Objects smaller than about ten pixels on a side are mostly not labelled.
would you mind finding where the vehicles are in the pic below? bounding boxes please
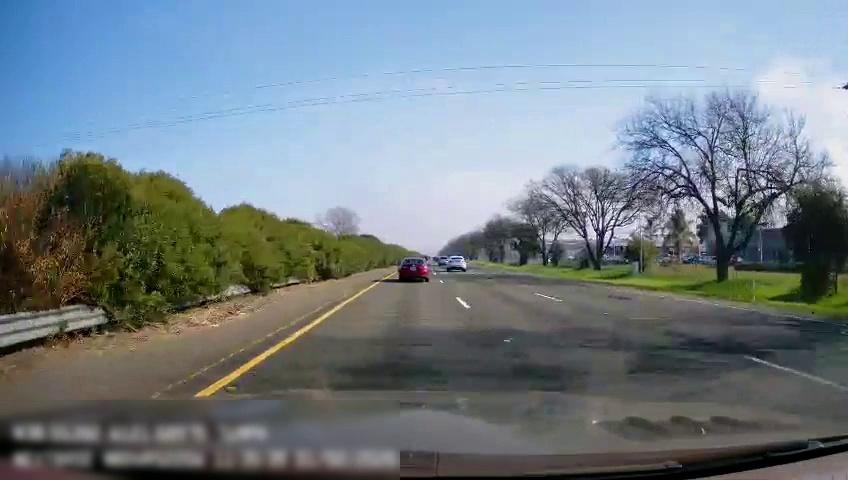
[438,256,448,266]
[445,256,468,273]
[397,256,430,282]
